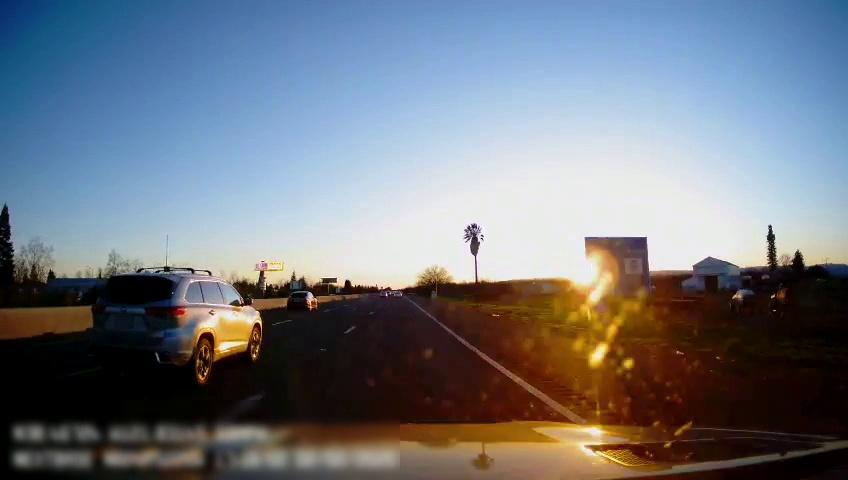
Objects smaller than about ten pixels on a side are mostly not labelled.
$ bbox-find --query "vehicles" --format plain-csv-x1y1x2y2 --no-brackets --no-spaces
90,267,264,391
728,287,767,315
286,290,319,313
766,285,818,321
